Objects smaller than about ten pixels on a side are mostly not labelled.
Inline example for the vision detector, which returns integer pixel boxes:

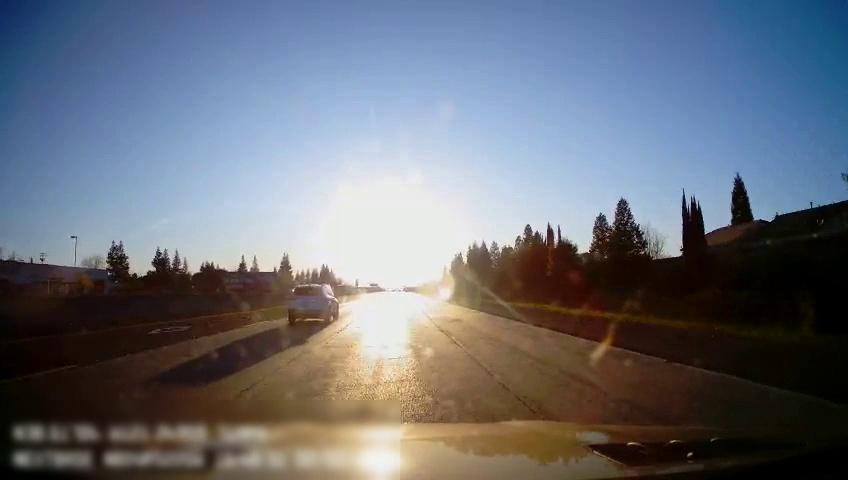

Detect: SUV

[288,284,340,324]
